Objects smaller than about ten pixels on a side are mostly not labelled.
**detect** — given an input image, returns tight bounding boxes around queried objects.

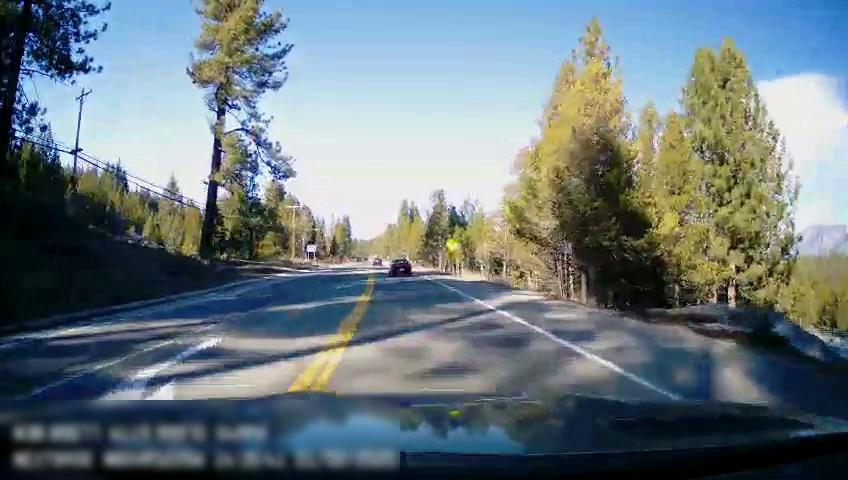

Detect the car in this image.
[390,259,412,276]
